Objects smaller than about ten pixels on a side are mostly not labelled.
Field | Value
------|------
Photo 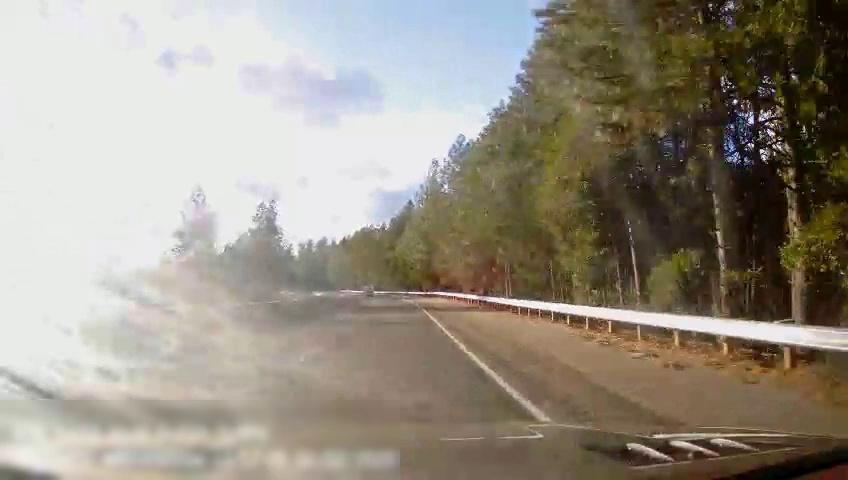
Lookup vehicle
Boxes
[361,284,375,298]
